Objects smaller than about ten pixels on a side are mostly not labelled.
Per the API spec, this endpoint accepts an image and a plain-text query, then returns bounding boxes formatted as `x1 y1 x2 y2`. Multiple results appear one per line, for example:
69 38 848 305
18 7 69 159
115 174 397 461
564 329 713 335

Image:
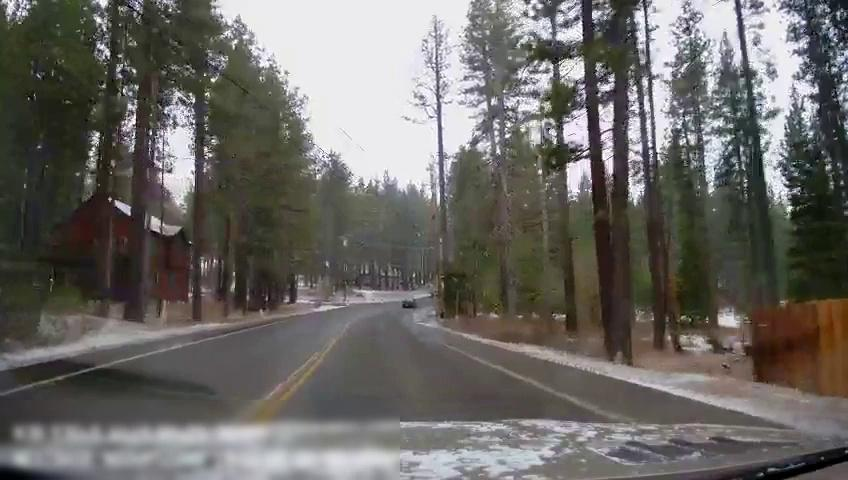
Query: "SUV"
401 298 417 309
